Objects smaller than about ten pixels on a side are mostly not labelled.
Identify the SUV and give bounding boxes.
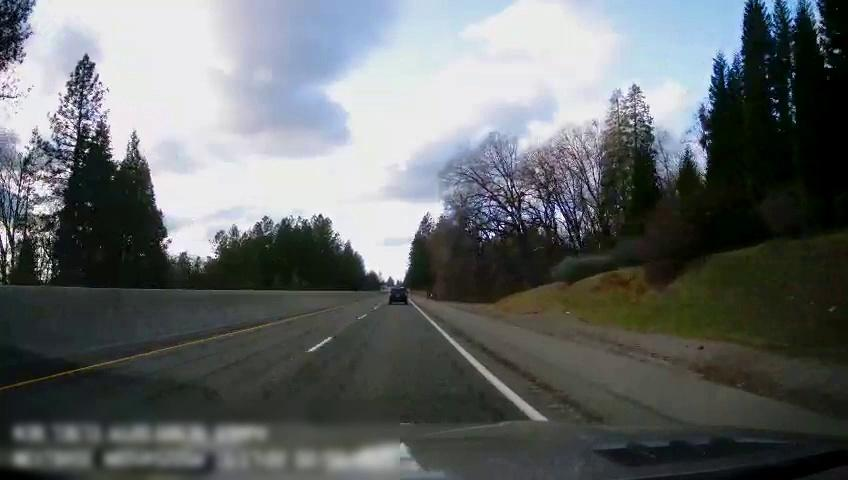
[388,287,410,305]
